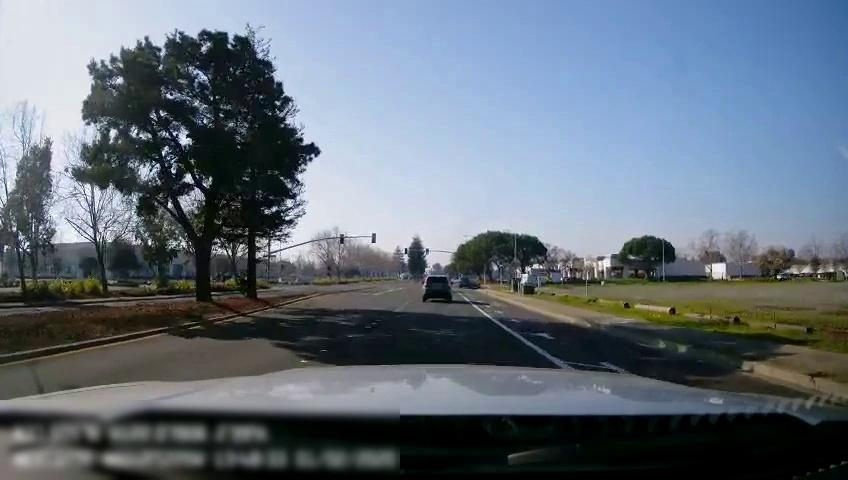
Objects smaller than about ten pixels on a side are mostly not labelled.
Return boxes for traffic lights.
[371,232,376,243]
[340,233,345,245]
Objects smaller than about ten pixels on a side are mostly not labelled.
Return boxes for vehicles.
[777,273,791,279]
[521,274,545,286]
[420,275,454,302]
[460,277,480,289]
